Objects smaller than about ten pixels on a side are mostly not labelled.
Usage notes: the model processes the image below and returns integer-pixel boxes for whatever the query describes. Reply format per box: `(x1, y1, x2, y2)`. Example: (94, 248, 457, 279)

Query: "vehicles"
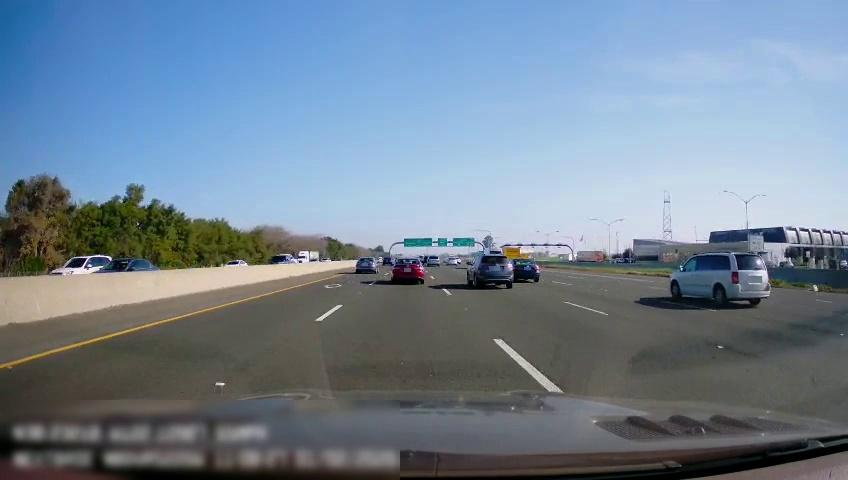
(576, 250, 606, 262)
(280, 254, 299, 265)
(223, 259, 248, 268)
(560, 253, 577, 263)
(382, 257, 393, 266)
(483, 245, 502, 255)
(391, 258, 426, 284)
(501, 246, 521, 260)
(512, 258, 542, 284)
(267, 254, 293, 264)
(669, 251, 772, 309)
(91, 257, 161, 273)
(320, 256, 332, 262)
(427, 256, 440, 268)
(446, 257, 458, 267)
(465, 252, 515, 288)
(47, 253, 113, 276)
(297, 250, 320, 266)
(356, 258, 379, 275)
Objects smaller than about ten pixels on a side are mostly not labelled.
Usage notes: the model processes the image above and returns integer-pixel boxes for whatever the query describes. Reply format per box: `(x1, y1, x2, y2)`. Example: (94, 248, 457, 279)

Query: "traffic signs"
(437, 237, 448, 247)
(403, 237, 433, 248)
(452, 237, 476, 248)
